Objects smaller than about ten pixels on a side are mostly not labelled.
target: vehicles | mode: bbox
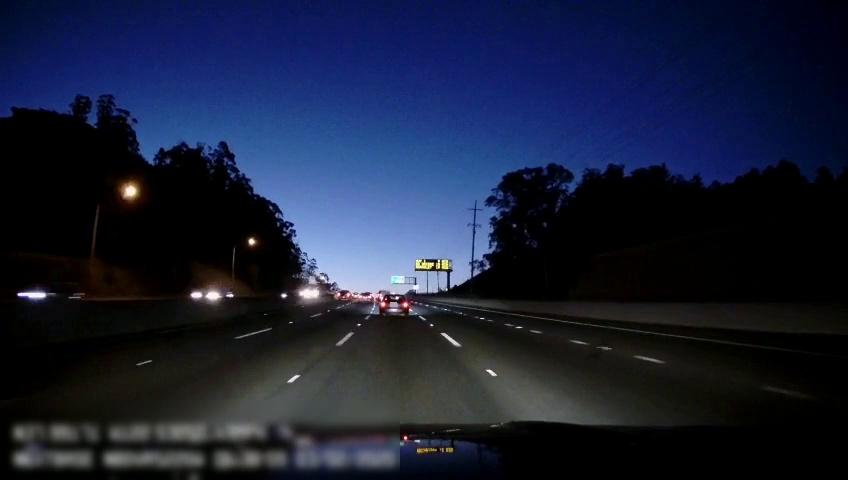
[281,290,305,301]
[15,282,85,303]
[378,291,392,300]
[378,293,410,320]
[357,292,373,304]
[337,290,352,302]
[190,287,234,301]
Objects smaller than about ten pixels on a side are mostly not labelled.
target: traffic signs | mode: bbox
[391,276,405,284]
